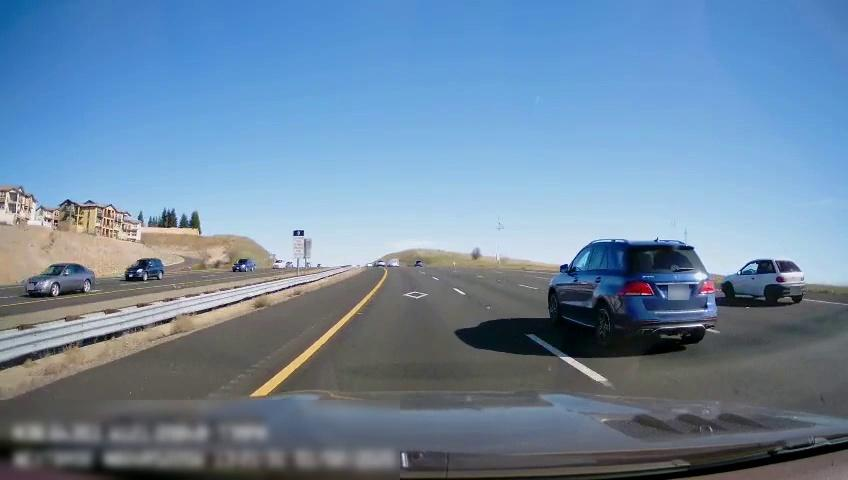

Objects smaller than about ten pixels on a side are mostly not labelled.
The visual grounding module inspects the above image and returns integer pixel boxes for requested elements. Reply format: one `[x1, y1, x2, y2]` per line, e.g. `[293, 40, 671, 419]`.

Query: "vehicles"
[24, 263, 95, 297]
[719, 258, 806, 306]
[548, 240, 718, 345]
[232, 258, 256, 272]
[125, 259, 164, 281]
[273, 259, 286, 269]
